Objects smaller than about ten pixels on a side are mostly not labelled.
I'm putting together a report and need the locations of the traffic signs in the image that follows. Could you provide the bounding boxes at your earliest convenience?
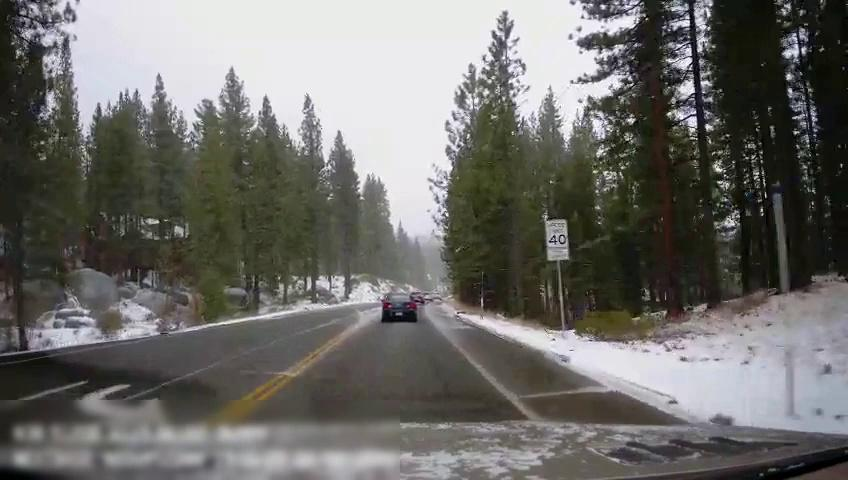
[547,248,569,261]
[545,218,569,249]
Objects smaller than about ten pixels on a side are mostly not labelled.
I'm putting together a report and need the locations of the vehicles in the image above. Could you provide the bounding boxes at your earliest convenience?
[381,292,418,324]
[409,291,426,305]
